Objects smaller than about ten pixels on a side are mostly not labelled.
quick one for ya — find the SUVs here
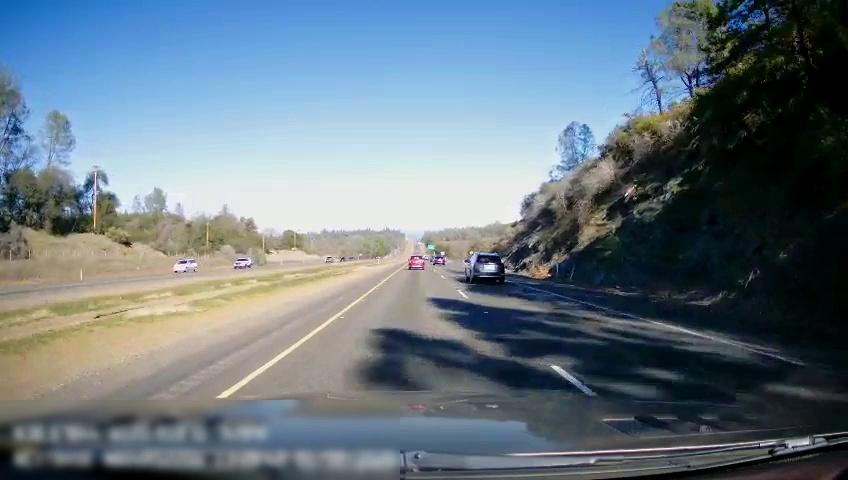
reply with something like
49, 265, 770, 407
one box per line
462, 252, 506, 286
406, 254, 426, 272
432, 255, 445, 266
173, 259, 198, 273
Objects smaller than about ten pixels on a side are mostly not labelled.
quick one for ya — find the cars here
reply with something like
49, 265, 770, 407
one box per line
233, 257, 254, 270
